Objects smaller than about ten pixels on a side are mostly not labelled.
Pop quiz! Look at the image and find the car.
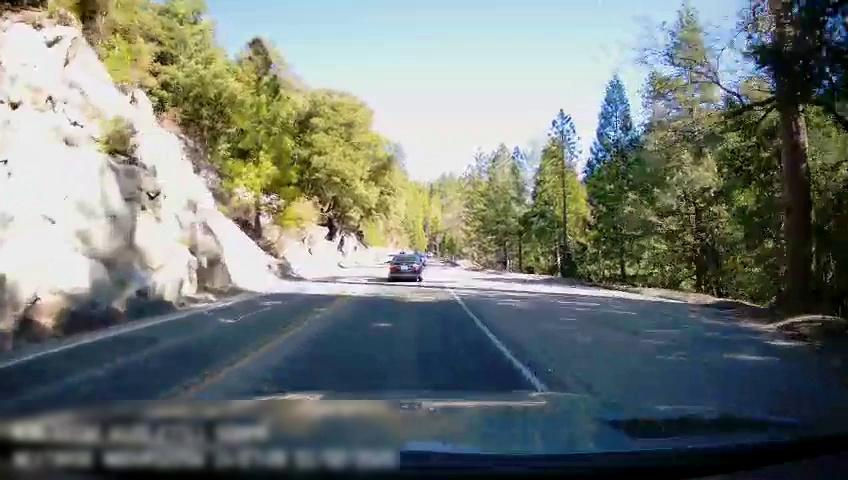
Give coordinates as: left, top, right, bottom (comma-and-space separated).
389, 254, 424, 282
